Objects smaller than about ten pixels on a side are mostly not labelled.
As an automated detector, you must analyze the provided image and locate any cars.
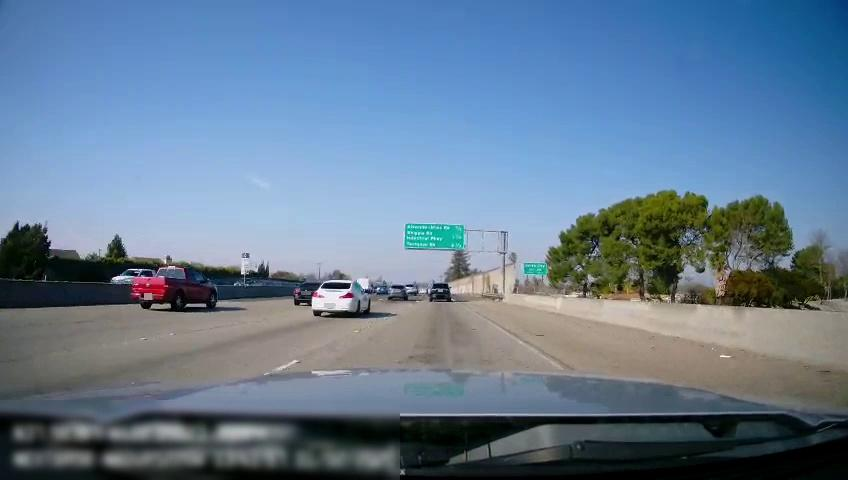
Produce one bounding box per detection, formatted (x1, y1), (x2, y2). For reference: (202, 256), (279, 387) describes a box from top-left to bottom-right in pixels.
(375, 284), (389, 296)
(292, 280), (345, 307)
(311, 280), (371, 318)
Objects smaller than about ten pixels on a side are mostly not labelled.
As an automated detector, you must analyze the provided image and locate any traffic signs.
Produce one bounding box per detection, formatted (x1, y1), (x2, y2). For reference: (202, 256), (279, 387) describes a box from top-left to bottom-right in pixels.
(240, 253), (251, 275)
(522, 262), (548, 276)
(403, 222), (464, 251)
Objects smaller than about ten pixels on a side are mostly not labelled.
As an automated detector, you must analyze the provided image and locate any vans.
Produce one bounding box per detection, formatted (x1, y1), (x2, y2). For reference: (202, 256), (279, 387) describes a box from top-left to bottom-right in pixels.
(356, 278), (374, 295)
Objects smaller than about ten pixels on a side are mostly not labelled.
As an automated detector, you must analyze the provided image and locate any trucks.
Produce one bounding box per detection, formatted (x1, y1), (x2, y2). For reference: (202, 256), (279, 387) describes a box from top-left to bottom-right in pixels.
(129, 267), (219, 313)
(111, 269), (157, 284)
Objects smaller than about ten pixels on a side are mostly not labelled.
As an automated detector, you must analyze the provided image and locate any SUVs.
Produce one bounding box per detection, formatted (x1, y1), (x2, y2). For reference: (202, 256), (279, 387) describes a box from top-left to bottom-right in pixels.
(387, 283), (409, 301)
(428, 282), (453, 303)
(402, 284), (417, 297)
